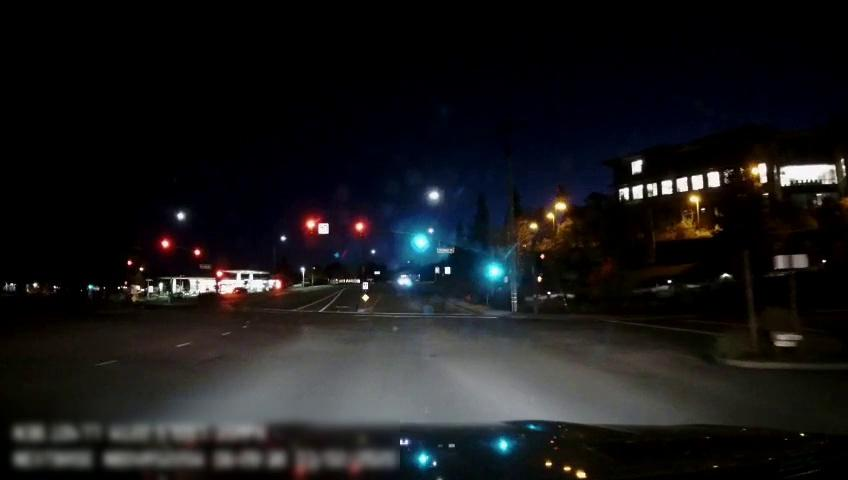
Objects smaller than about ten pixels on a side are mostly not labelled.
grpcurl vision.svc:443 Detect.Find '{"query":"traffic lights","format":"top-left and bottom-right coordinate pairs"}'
top-left (417, 234), bottom-right (425, 250)
top-left (355, 221), bottom-right (363, 236)
top-left (490, 264), bottom-right (502, 281)
top-left (306, 219), bottom-right (314, 234)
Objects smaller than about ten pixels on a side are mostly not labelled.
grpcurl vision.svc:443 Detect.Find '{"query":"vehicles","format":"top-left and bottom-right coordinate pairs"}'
top-left (233, 287), bottom-right (248, 294)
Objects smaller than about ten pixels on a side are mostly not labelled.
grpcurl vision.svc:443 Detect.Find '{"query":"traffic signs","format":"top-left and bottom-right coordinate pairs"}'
top-left (438, 248), bottom-right (454, 253)
top-left (318, 223), bottom-right (330, 234)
